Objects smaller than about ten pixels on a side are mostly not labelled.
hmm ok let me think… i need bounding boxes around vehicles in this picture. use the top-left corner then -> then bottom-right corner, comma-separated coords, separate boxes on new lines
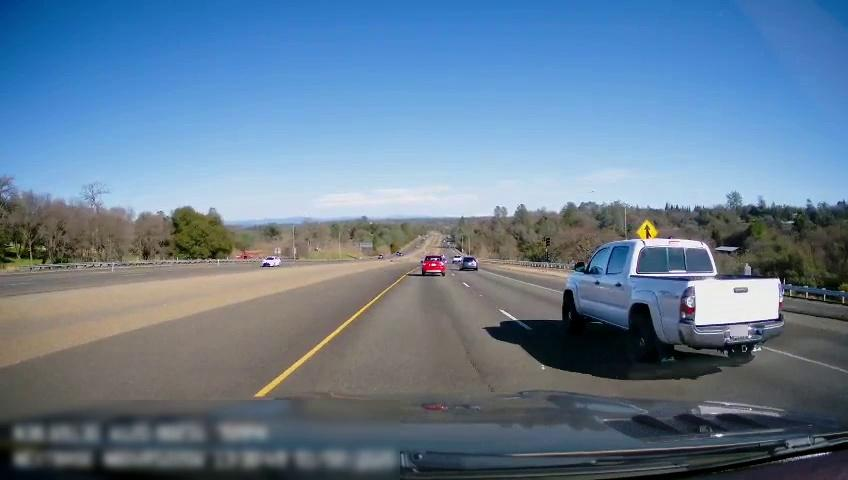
561,238 -> 785,371
459,257 -> 478,271
420,255 -> 446,275
453,255 -> 463,263
261,256 -> 281,268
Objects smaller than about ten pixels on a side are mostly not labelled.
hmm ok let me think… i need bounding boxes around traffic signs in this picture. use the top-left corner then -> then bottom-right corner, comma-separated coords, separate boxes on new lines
637,219 -> 659,242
